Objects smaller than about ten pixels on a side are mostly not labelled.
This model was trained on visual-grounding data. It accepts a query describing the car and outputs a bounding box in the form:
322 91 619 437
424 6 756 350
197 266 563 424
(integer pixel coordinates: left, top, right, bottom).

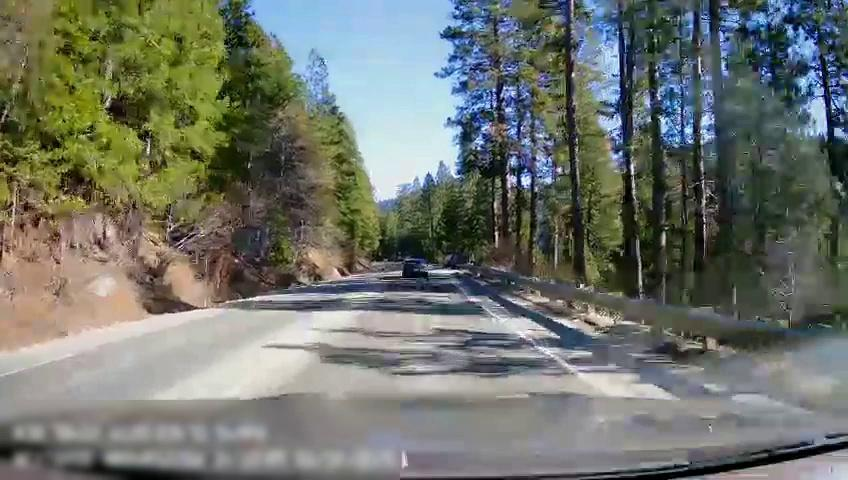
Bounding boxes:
400 259 427 279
